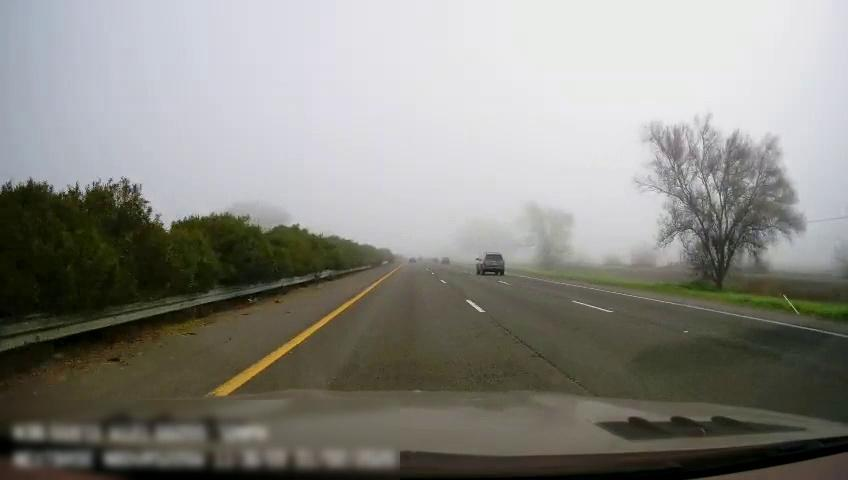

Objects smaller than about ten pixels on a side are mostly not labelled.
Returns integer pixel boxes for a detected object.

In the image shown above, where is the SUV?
[475,253,505,277]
